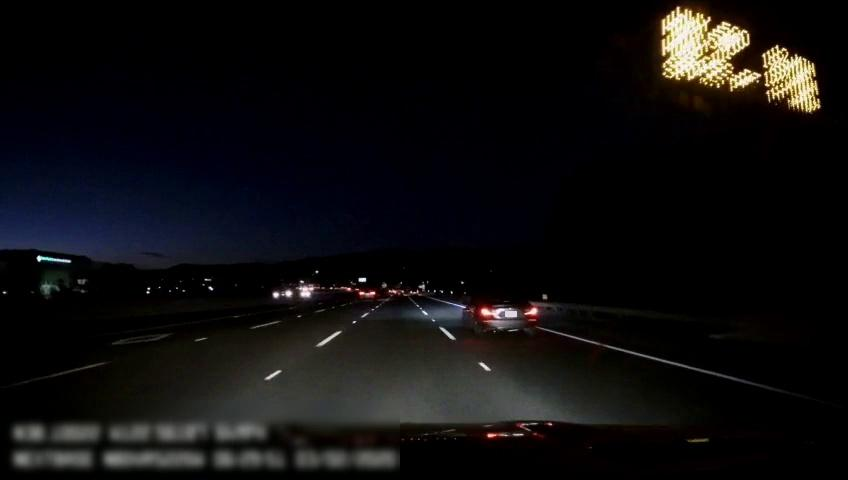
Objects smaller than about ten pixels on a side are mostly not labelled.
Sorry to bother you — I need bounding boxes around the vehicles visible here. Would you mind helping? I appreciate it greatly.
[392,288,405,299]
[461,292,537,337]
[356,284,382,305]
